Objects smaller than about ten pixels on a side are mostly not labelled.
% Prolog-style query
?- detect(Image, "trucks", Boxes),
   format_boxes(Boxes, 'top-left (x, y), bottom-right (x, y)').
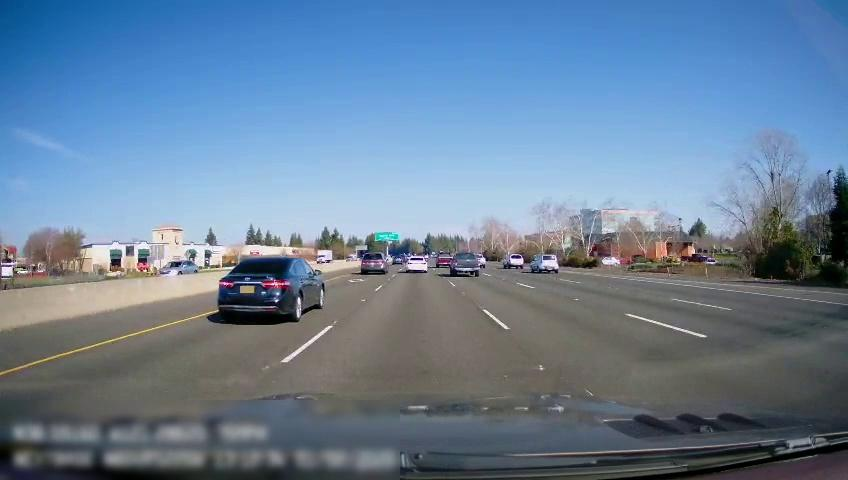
top-left (681, 252), bottom-right (709, 263)
top-left (449, 252), bottom-right (480, 278)
top-left (470, 253), bottom-right (487, 269)
top-left (435, 252), bottom-right (454, 269)
top-left (316, 249), bottom-right (333, 265)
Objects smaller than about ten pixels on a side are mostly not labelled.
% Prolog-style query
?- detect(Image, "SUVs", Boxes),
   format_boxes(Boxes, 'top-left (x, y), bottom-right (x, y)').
top-left (502, 253), bottom-right (524, 270)
top-left (360, 252), bottom-right (389, 275)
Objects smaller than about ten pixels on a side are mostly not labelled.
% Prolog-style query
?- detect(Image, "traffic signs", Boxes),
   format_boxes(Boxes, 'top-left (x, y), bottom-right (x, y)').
top-left (374, 232), bottom-right (400, 242)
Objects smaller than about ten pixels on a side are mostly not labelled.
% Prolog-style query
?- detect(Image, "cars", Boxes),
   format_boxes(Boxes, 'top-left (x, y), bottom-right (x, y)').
top-left (529, 254), bottom-right (560, 274)
top-left (392, 257), bottom-right (403, 266)
top-left (703, 258), bottom-right (719, 266)
top-left (216, 257), bottom-right (327, 323)
top-left (405, 256), bottom-right (428, 274)
top-left (159, 259), bottom-right (200, 278)
top-left (602, 256), bottom-right (621, 266)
